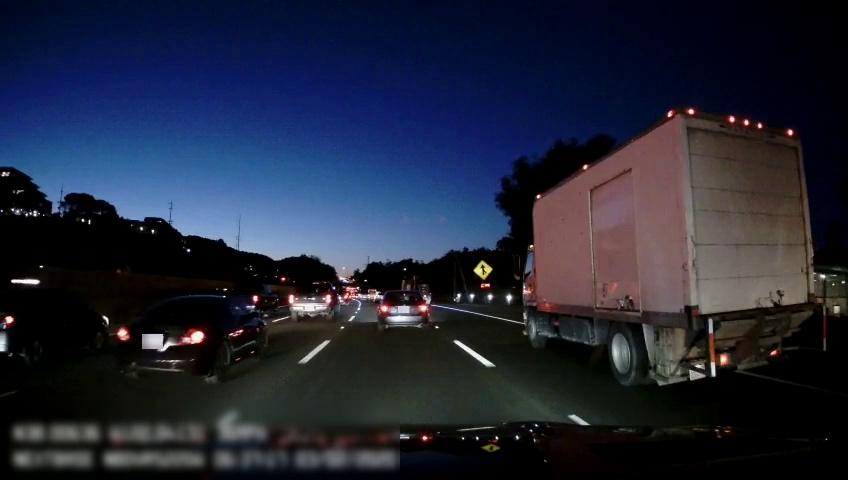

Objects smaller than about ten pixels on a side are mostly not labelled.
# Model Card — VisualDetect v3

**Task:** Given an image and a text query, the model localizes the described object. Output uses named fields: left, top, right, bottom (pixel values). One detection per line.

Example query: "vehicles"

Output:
left=114, top=295, right=269, bottom=376
left=376, top=290, right=431, bottom=335
left=402, top=274, right=433, bottom=305
left=0, top=282, right=110, bottom=372
left=287, top=280, right=340, bottom=322
left=219, top=281, right=279, bottom=310
left=513, top=104, right=821, bottom=387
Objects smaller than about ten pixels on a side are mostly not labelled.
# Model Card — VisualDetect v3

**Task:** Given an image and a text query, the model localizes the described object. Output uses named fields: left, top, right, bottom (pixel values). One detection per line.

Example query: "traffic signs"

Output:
left=473, top=259, right=492, bottom=280
left=481, top=283, right=492, bottom=289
